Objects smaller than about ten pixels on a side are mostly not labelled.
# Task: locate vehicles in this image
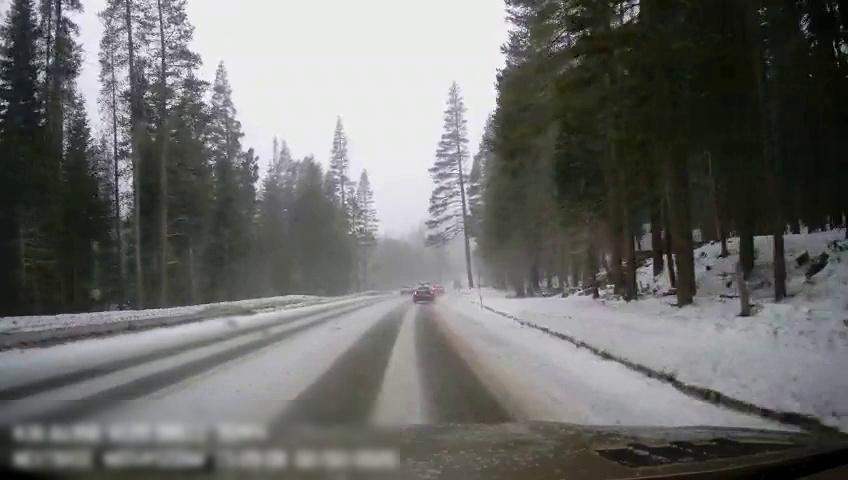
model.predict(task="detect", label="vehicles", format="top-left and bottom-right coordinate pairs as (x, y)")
top-left (412, 281), bottom-right (435, 304)
top-left (433, 285), bottom-right (444, 294)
